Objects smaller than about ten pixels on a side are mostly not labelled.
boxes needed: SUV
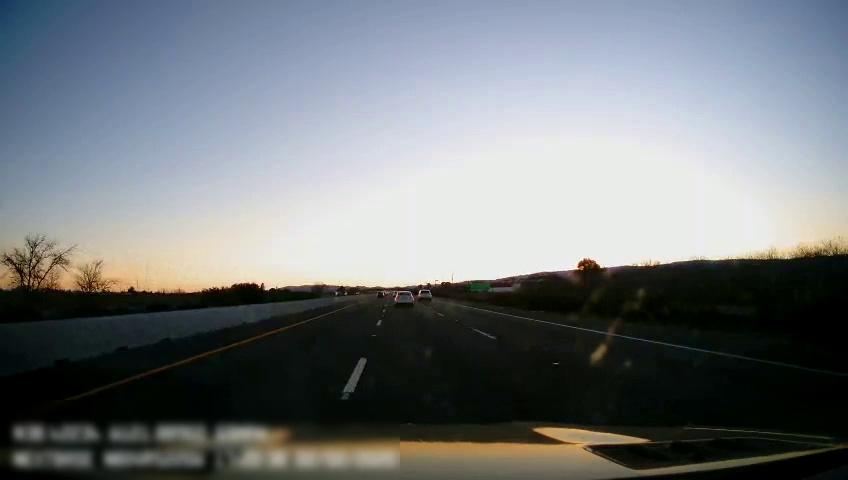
[416,289,433,302]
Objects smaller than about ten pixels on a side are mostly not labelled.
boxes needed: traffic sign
[470,282,490,292]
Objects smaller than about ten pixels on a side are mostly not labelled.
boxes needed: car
[394,290,416,307]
